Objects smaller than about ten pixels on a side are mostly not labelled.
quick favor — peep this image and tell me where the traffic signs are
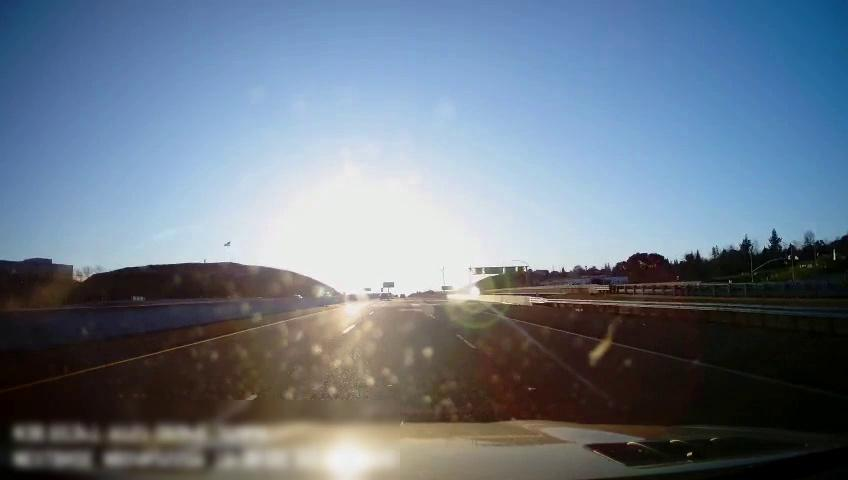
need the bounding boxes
[484,267,503,275]
[504,266,517,275]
